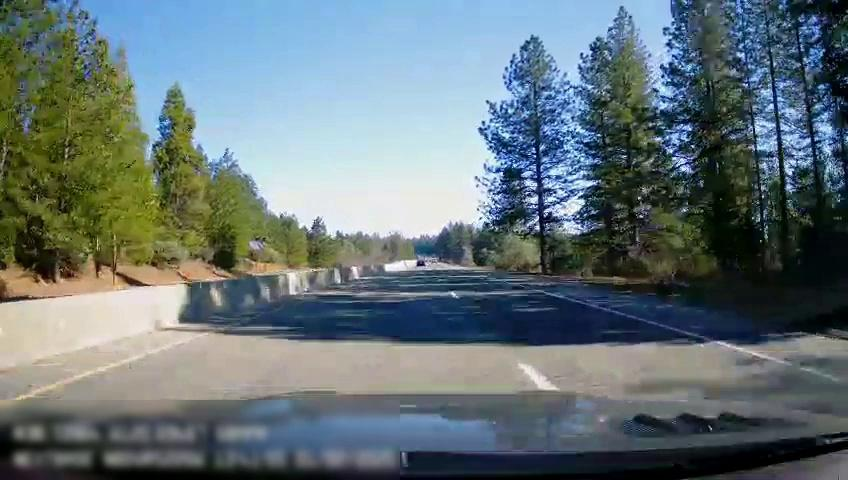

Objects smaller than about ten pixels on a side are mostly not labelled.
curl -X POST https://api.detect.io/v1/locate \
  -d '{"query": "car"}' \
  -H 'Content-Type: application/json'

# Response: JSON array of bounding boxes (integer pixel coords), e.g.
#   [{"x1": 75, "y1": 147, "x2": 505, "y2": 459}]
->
[{"x1": 415, "y1": 259, "x2": 427, "y2": 269}]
